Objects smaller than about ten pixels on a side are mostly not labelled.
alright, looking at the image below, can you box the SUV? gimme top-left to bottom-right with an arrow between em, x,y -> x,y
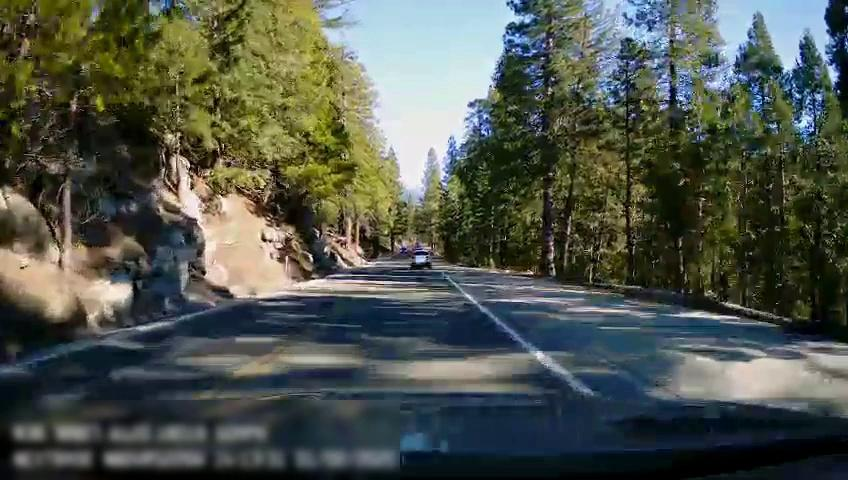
410,248 -> 433,270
